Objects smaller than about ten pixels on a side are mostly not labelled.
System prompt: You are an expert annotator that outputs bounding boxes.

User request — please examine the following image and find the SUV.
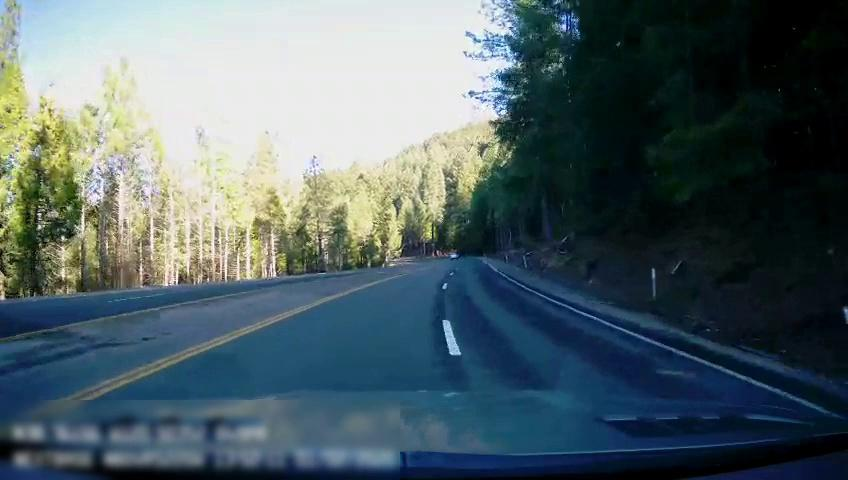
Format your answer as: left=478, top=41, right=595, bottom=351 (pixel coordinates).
left=446, top=249, right=460, bottom=260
